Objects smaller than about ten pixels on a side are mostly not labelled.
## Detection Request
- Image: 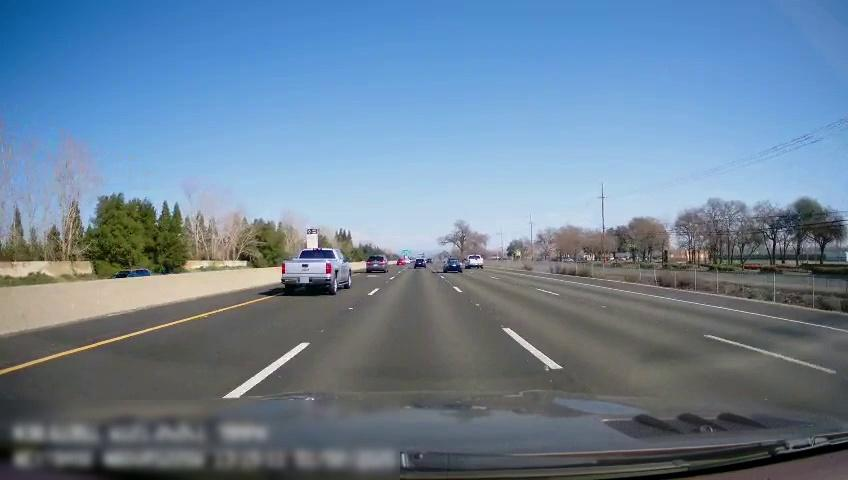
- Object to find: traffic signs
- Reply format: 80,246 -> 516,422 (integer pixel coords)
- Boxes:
307,229 -> 319,250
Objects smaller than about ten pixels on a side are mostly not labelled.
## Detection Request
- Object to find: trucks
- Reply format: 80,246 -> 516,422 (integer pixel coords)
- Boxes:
280,247 -> 353,296
464,255 -> 484,269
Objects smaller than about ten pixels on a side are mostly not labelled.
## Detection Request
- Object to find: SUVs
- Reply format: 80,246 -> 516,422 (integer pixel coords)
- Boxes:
365,254 -> 388,274
111,266 -> 153,280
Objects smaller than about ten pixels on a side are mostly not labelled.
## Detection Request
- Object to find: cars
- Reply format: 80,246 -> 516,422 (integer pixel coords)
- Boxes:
413,258 -> 426,269
443,259 -> 463,273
